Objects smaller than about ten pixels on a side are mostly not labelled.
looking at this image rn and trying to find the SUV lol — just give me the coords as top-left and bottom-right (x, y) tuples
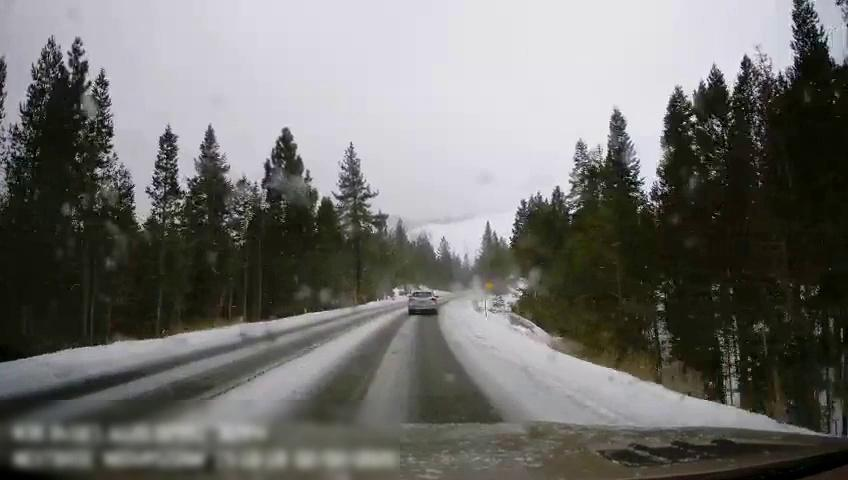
(406, 289), (439, 316)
